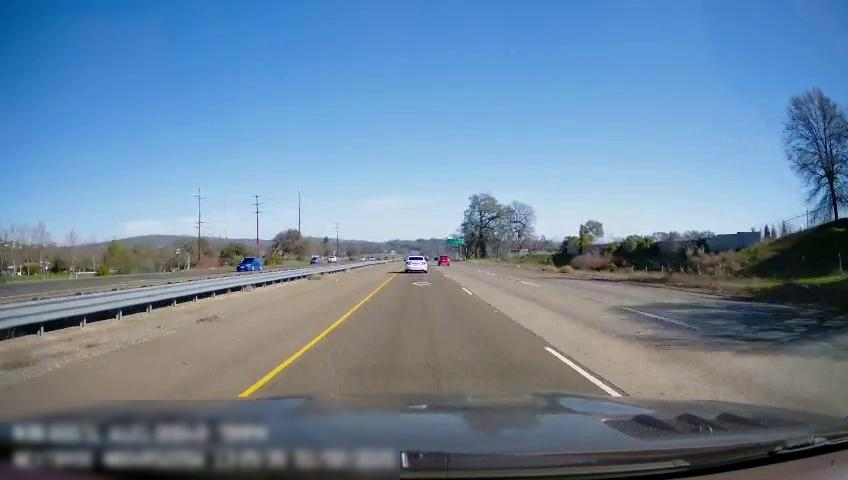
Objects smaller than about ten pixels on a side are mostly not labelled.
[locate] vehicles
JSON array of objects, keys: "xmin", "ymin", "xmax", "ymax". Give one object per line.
[
  {"xmin": 309, "ymin": 256, "xmax": 321, "ymax": 265},
  {"xmin": 438, "ymin": 256, "xmax": 450, "ymax": 265},
  {"xmin": 403, "ymin": 256, "xmax": 428, "ymax": 274},
  {"xmin": 327, "ymin": 255, "xmax": 338, "ymax": 264},
  {"xmin": 236, "ymin": 256, "xmax": 264, "ymax": 272}
]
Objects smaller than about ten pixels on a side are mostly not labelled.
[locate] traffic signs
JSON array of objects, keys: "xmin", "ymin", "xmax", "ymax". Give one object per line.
[{"xmin": 447, "ymin": 238, "xmax": 465, "ymax": 246}]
